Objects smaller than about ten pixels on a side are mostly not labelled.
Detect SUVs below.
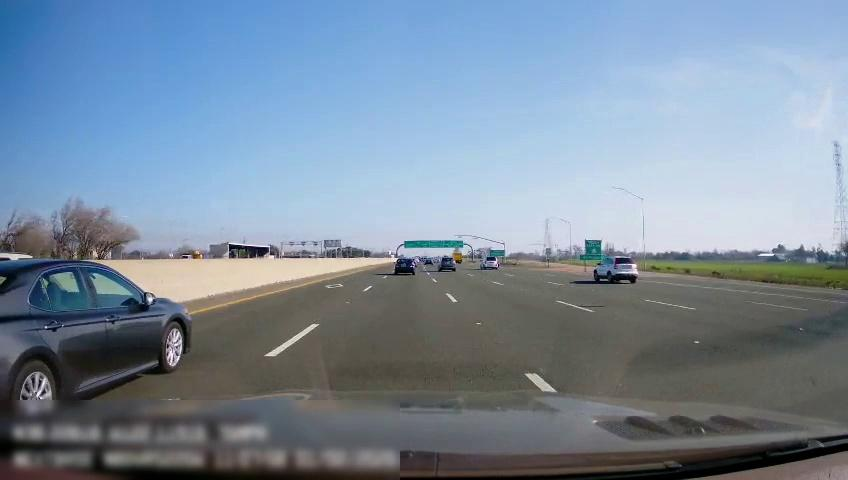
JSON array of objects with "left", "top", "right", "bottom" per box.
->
[
  {"left": 393, "top": 258, "right": 417, "bottom": 276},
  {"left": 438, "top": 257, "right": 457, "bottom": 272},
  {"left": 592, "top": 255, "right": 639, "bottom": 284}
]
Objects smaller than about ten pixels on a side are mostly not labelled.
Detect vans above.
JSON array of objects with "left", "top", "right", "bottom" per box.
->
[{"left": 479, "top": 256, "right": 499, "bottom": 270}]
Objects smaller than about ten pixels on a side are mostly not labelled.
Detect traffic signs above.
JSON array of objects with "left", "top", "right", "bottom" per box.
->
[
  {"left": 584, "top": 239, "right": 602, "bottom": 255},
  {"left": 579, "top": 254, "right": 606, "bottom": 262},
  {"left": 323, "top": 239, "right": 341, "bottom": 248},
  {"left": 489, "top": 249, "right": 505, "bottom": 256},
  {"left": 404, "top": 239, "right": 464, "bottom": 249}
]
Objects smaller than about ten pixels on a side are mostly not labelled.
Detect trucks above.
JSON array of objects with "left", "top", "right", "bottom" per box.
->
[{"left": 452, "top": 252, "right": 463, "bottom": 265}]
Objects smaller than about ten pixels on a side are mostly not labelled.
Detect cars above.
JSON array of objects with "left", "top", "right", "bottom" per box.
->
[{"left": 0, "top": 257, "right": 194, "bottom": 418}]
